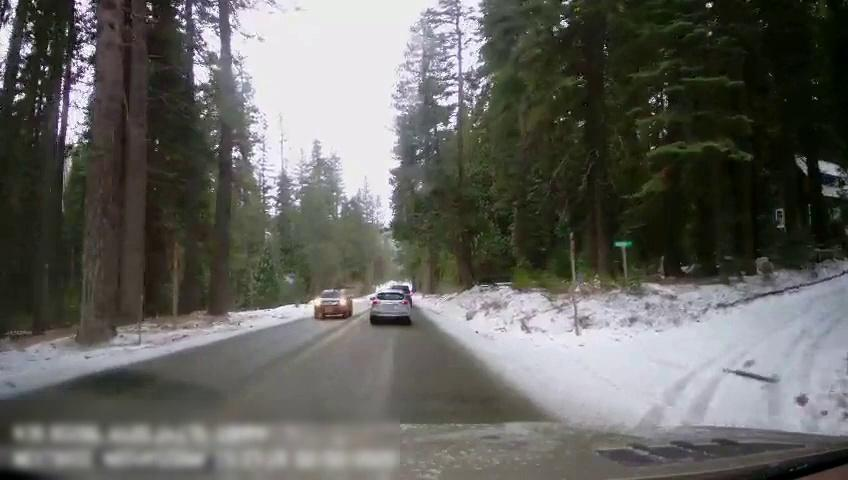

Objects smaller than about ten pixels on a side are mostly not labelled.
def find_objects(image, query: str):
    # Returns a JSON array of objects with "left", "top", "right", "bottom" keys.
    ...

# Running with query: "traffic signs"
[{"left": 614, "top": 240, "right": 633, "bottom": 248}]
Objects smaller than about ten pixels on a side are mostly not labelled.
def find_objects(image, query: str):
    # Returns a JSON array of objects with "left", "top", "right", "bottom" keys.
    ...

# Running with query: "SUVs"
[
  {"left": 313, "top": 288, "right": 353, "bottom": 319},
  {"left": 369, "top": 289, "right": 412, "bottom": 326}
]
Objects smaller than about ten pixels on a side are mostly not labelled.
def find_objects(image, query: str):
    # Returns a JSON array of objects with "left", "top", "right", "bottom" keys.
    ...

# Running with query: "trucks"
[{"left": 388, "top": 284, "right": 414, "bottom": 309}]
